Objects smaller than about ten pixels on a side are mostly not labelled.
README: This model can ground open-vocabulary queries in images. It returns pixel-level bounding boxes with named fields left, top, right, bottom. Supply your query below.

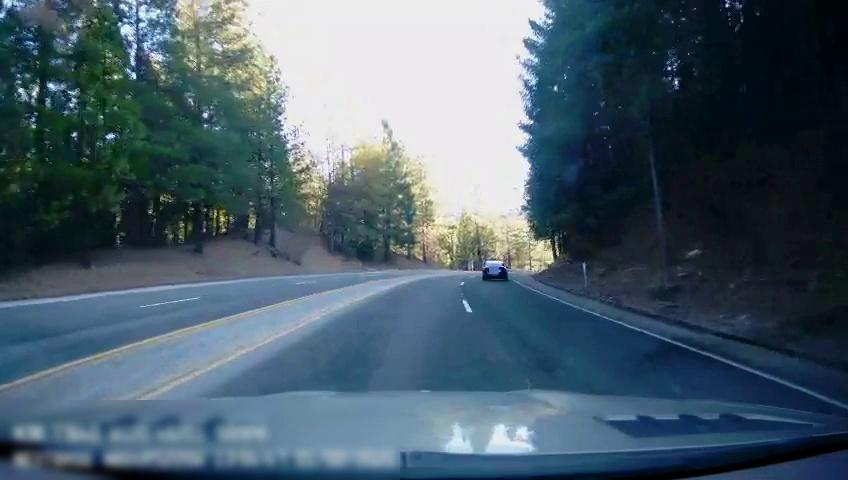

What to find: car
left=483, top=261, right=507, bottom=281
